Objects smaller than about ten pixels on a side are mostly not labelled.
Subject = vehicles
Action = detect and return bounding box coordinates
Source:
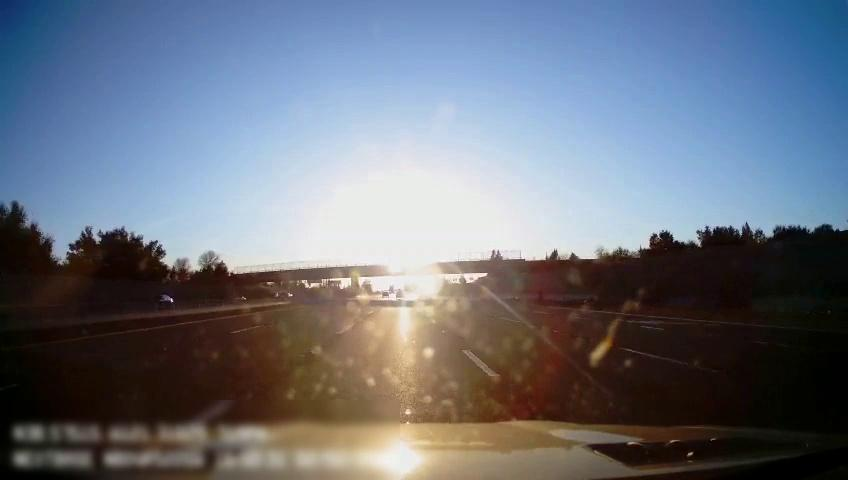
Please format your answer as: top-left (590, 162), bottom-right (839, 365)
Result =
top-left (381, 291), bottom-right (390, 299)
top-left (151, 293), bottom-right (175, 306)
top-left (395, 289), bottom-right (404, 298)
